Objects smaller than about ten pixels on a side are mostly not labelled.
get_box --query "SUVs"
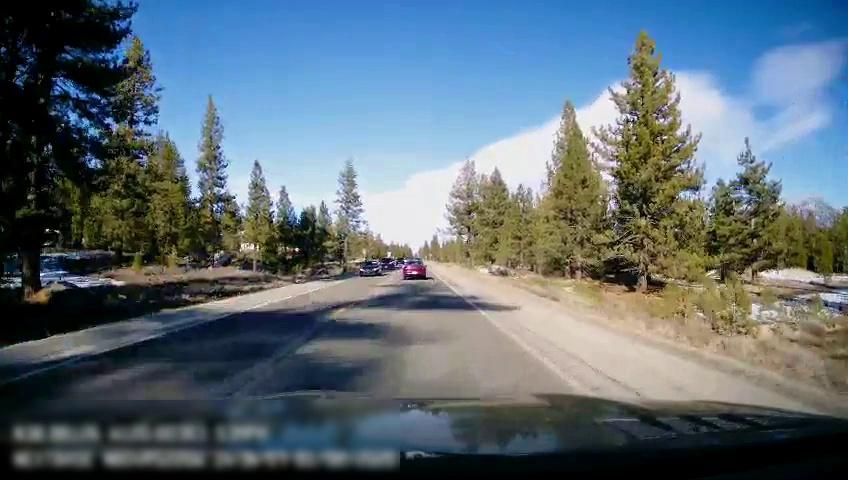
[375,256,395,271]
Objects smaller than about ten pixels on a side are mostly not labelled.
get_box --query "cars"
[358,260,384,277]
[402,260,426,280]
